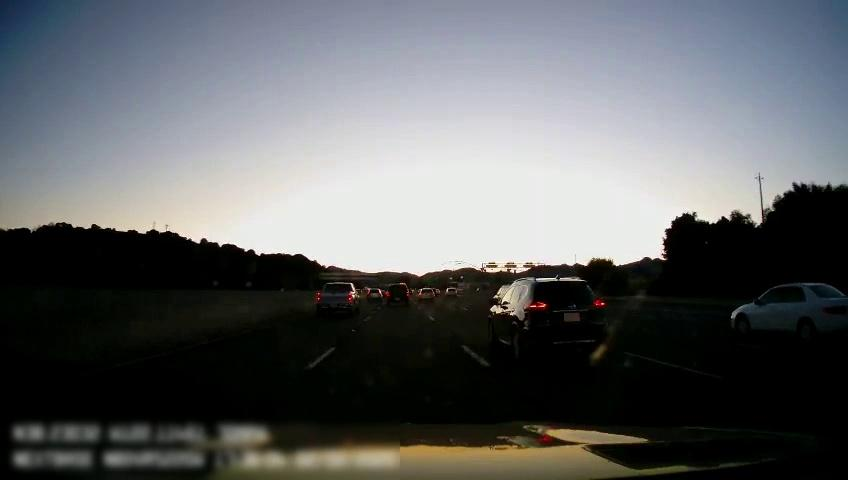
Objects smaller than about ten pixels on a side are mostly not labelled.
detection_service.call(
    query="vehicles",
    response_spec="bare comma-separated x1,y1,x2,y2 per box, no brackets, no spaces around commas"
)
417,287,435,302
487,276,609,361
730,281,848,346
443,287,458,298
365,288,384,302
315,282,361,317
387,283,409,304
493,283,511,298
